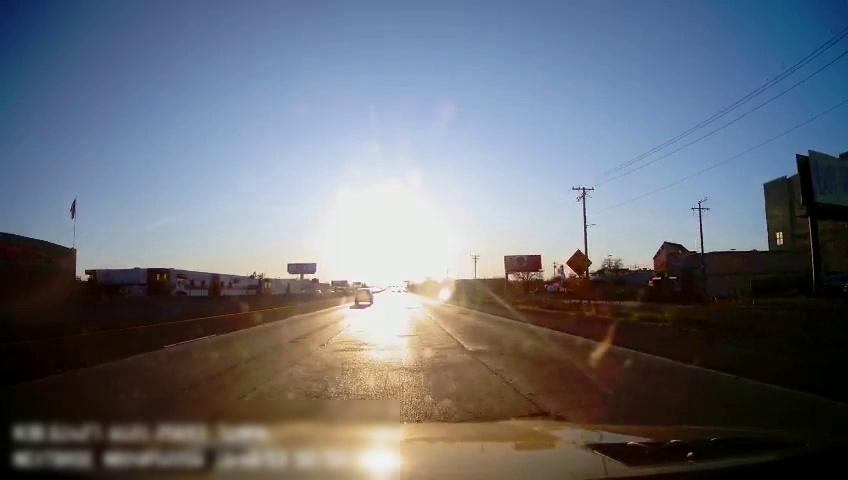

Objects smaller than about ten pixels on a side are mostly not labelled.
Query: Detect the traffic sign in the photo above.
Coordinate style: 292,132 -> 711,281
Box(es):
566,249 -> 592,276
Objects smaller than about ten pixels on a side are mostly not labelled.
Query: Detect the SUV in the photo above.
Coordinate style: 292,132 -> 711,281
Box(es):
354,289 -> 373,306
